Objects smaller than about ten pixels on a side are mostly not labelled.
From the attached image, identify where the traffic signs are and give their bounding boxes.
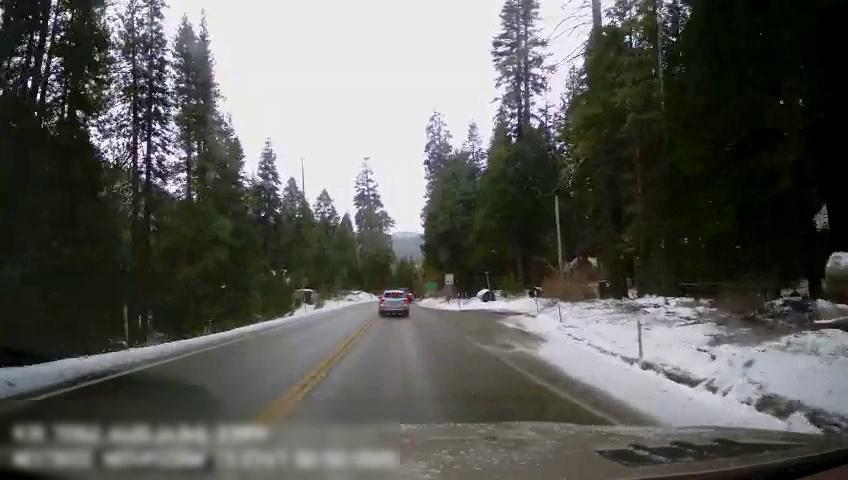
[443,273,455,286]
[424,281,438,289]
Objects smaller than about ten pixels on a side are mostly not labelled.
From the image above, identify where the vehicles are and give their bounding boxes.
[378,289,410,318]
[393,286,413,305]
